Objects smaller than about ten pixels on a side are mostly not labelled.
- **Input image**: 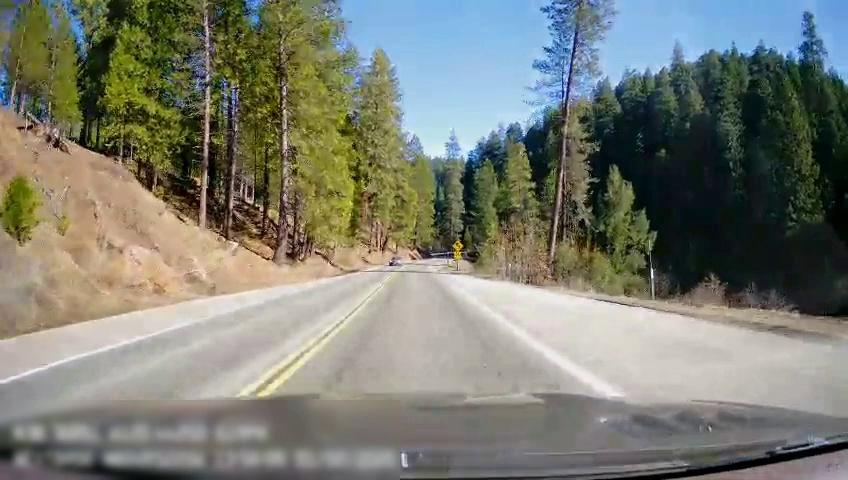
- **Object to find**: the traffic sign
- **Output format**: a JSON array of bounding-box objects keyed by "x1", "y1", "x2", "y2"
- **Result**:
[{"x1": 451, "y1": 240, "x2": 465, "y2": 252}]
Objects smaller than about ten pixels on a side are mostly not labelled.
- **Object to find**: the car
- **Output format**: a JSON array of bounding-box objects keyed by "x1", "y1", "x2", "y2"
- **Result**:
[{"x1": 385, "y1": 256, "x2": 400, "y2": 267}]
